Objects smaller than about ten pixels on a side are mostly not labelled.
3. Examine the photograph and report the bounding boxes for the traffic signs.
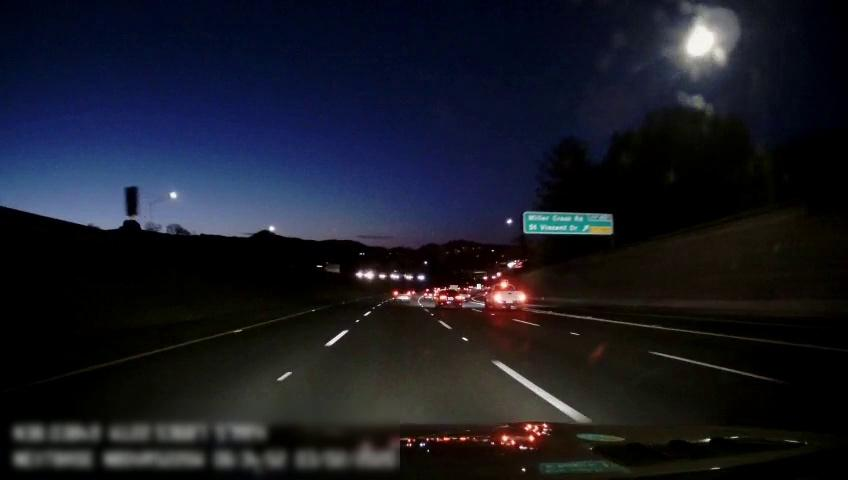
[522,211,614,236]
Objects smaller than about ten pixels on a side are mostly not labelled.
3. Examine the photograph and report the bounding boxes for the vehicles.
[424,288,438,300]
[484,283,526,313]
[392,286,412,303]
[315,264,341,274]
[435,290,464,311]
